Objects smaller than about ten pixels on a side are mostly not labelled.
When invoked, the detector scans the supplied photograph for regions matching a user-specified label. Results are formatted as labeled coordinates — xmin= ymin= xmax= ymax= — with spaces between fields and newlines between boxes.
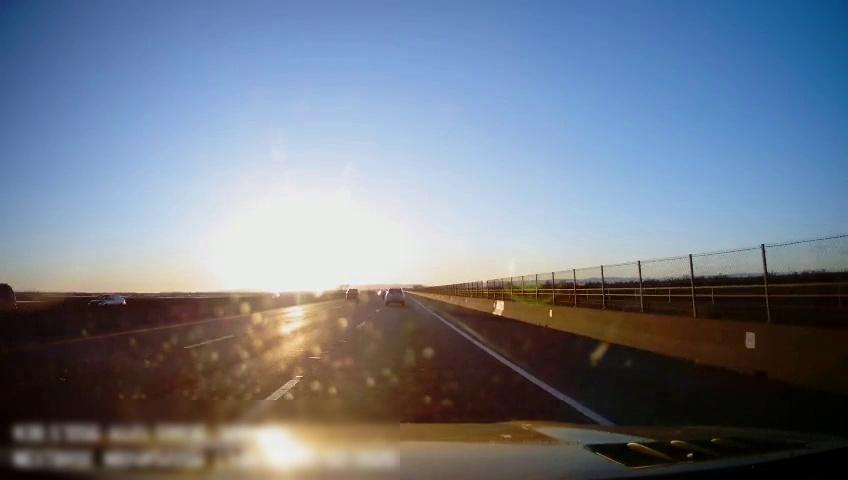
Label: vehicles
xmin=384 ymin=287 xmax=406 ymax=307
xmin=266 ymin=293 xmax=280 ymax=300
xmin=346 ymin=288 xmax=361 ymax=301
xmin=0 ymin=283 xmax=17 ymax=315
xmin=87 ymin=294 xmax=126 ymax=308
